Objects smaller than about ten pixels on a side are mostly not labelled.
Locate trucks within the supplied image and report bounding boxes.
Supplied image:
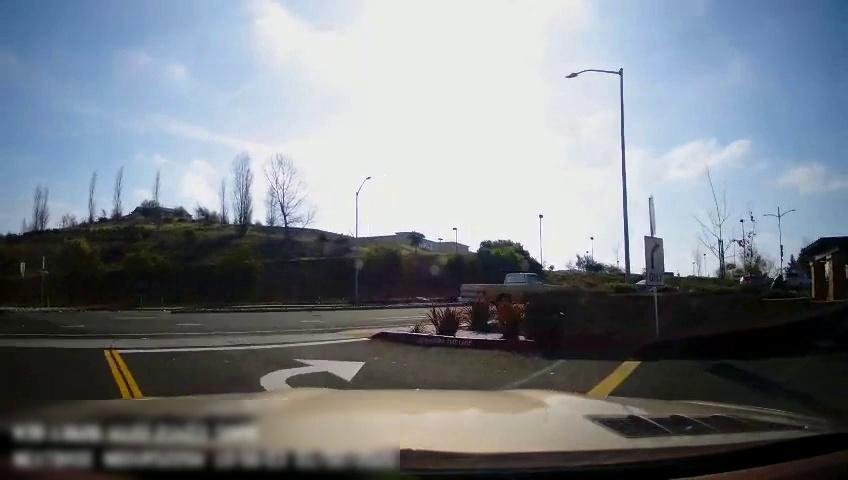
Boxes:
[458,273,543,307]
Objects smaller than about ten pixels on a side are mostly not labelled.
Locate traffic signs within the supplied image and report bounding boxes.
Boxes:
[646,199,657,235]
[643,235,668,288]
